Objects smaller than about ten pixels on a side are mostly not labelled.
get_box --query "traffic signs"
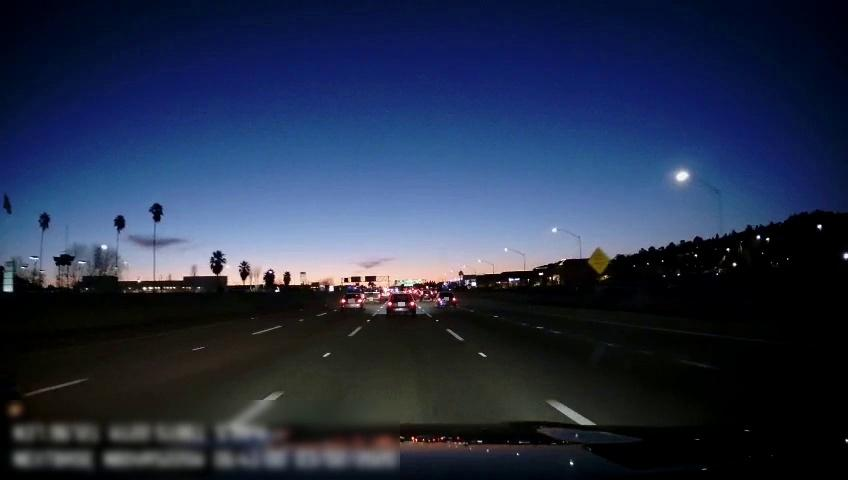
[588,247,610,274]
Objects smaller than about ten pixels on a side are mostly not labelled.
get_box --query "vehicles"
[433,291,457,308]
[0,373,33,437]
[362,287,382,304]
[386,292,416,317]
[340,293,366,312]
[418,290,434,302]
